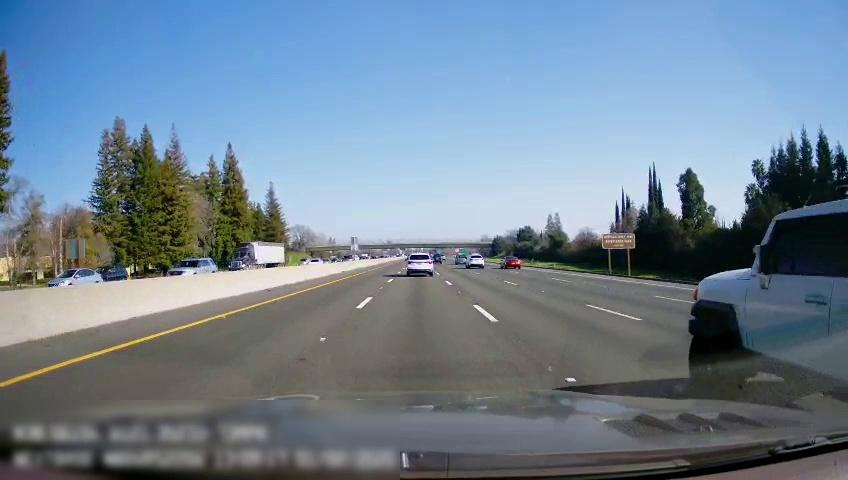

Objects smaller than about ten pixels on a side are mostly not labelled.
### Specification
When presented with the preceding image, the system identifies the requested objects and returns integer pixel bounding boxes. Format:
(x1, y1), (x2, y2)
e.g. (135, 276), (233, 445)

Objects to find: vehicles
(499, 254), (522, 269)
(228, 241), (286, 272)
(464, 253), (485, 269)
(687, 198), (848, 402)
(166, 258), (218, 278)
(453, 255), (466, 267)
(431, 253), (443, 264)
(47, 267), (104, 289)
(90, 265), (128, 282)
(406, 252), (435, 278)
